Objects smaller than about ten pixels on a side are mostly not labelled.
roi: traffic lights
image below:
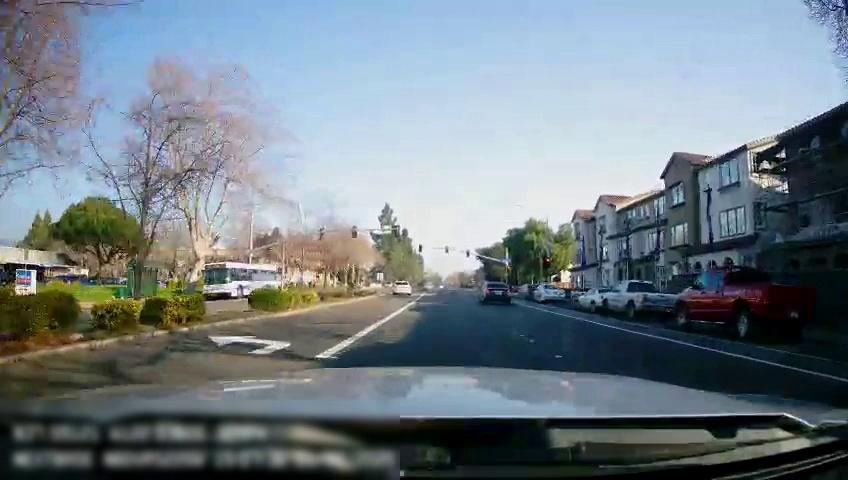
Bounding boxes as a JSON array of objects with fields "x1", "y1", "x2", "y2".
[
  {"x1": 350, "y1": 223, "x2": 358, "y2": 239},
  {"x1": 318, "y1": 224, "x2": 327, "y2": 241},
  {"x1": 543, "y1": 256, "x2": 552, "y2": 273},
  {"x1": 392, "y1": 224, "x2": 400, "y2": 237}
]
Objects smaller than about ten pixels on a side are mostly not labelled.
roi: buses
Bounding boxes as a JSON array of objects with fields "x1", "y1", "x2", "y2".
[{"x1": 203, "y1": 260, "x2": 282, "y2": 300}]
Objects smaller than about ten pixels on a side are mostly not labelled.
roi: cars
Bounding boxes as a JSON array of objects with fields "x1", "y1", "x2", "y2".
[
  {"x1": 390, "y1": 279, "x2": 412, "y2": 296},
  {"x1": 534, "y1": 281, "x2": 565, "y2": 304},
  {"x1": 573, "y1": 287, "x2": 619, "y2": 314},
  {"x1": 480, "y1": 281, "x2": 510, "y2": 305}
]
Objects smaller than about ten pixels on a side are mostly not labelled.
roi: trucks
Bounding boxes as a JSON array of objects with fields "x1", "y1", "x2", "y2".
[
  {"x1": 599, "y1": 278, "x2": 673, "y2": 321},
  {"x1": 669, "y1": 264, "x2": 817, "y2": 340}
]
